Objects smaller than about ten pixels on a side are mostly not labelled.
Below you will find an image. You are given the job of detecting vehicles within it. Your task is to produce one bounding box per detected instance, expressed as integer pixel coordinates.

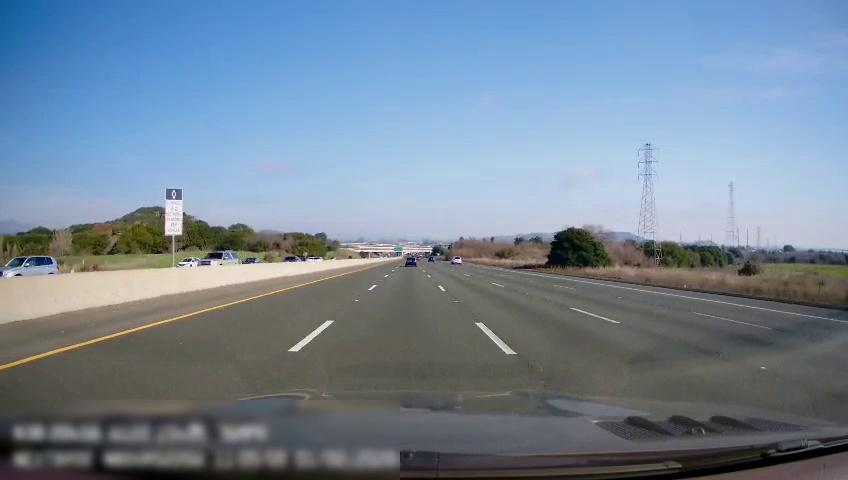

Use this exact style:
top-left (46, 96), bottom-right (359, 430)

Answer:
top-left (197, 250), bottom-right (242, 267)
top-left (0, 255), bottom-right (58, 279)
top-left (177, 257), bottom-right (201, 268)
top-left (241, 257), bottom-right (264, 265)
top-left (451, 256), bottom-right (462, 265)
top-left (313, 256), bottom-right (324, 263)
top-left (305, 256), bottom-right (316, 263)
top-left (281, 255), bottom-right (304, 264)
top-left (405, 257), bottom-right (417, 267)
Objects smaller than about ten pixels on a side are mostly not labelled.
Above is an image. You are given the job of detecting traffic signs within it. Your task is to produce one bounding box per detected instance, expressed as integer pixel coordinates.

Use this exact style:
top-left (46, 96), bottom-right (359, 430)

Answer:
top-left (164, 187), bottom-right (183, 236)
